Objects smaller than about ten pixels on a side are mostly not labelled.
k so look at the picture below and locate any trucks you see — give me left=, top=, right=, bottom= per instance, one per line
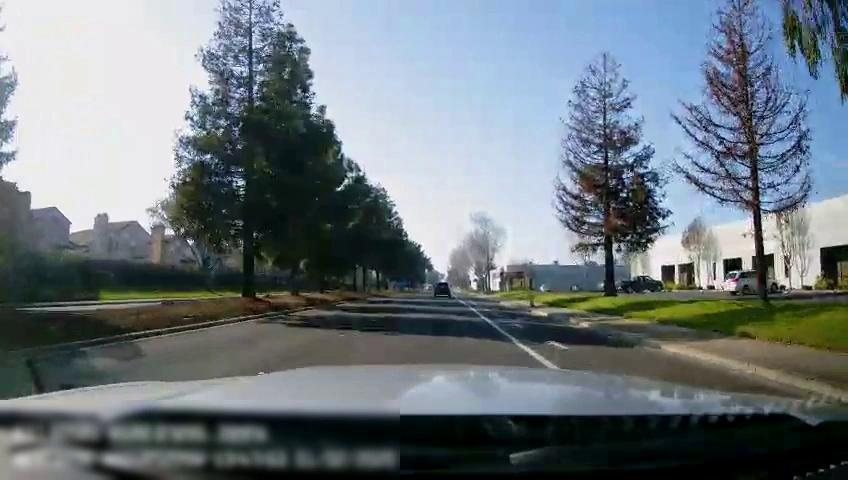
left=621, top=274, right=664, bottom=293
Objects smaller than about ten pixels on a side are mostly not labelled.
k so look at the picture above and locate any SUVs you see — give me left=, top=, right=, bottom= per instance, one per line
left=723, top=270, right=778, bottom=296
left=432, top=282, right=451, bottom=299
